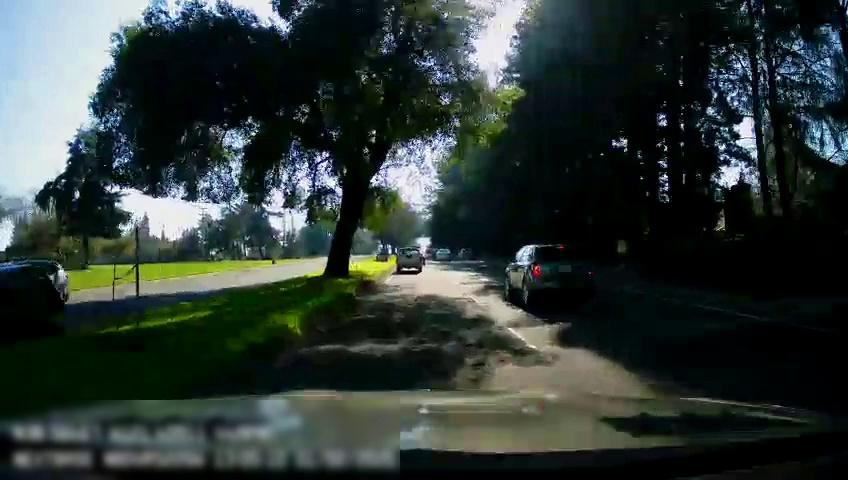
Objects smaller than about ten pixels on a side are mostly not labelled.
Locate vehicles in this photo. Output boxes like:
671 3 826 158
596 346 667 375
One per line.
435 248 451 261
502 241 599 309
0 259 73 300
395 244 424 273
456 247 473 260
0 264 65 330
